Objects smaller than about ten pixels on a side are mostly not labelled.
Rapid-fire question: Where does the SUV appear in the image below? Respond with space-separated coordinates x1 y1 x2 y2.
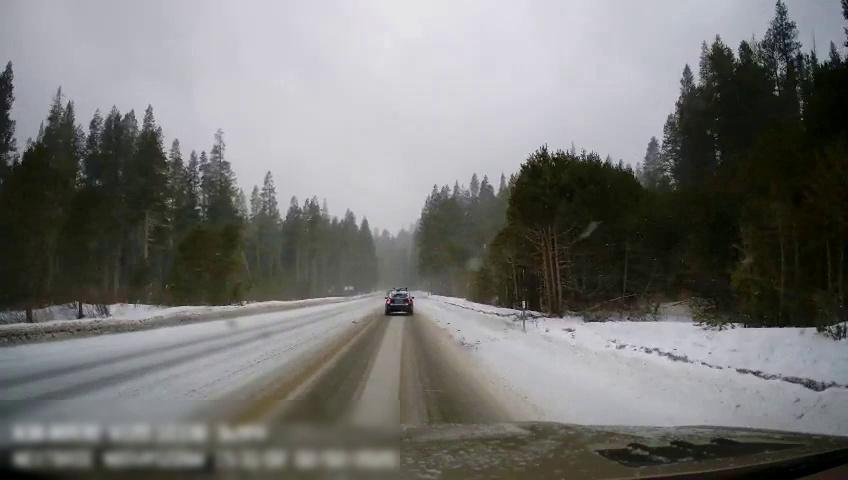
384 286 415 316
